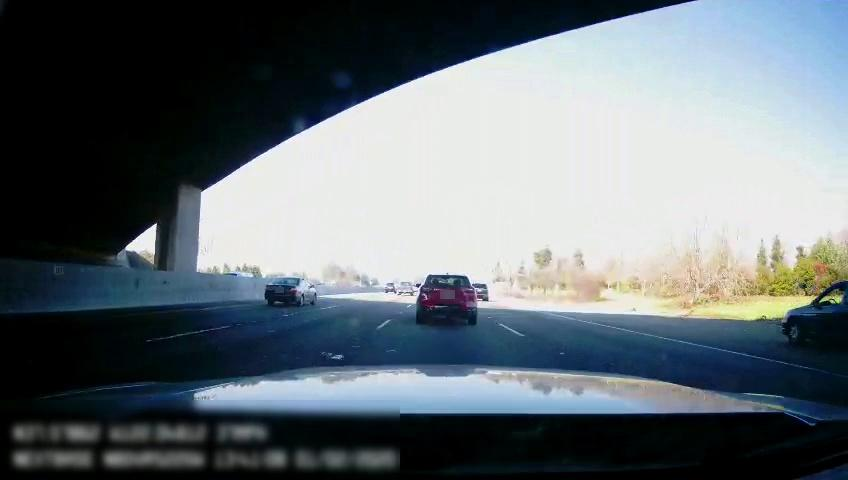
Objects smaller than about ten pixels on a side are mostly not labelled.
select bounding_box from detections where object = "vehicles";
[396,280,415,297]
[472,282,489,301]
[222,271,255,279]
[383,281,397,294]
[413,272,478,326]
[781,281,848,349]
[264,275,320,308]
